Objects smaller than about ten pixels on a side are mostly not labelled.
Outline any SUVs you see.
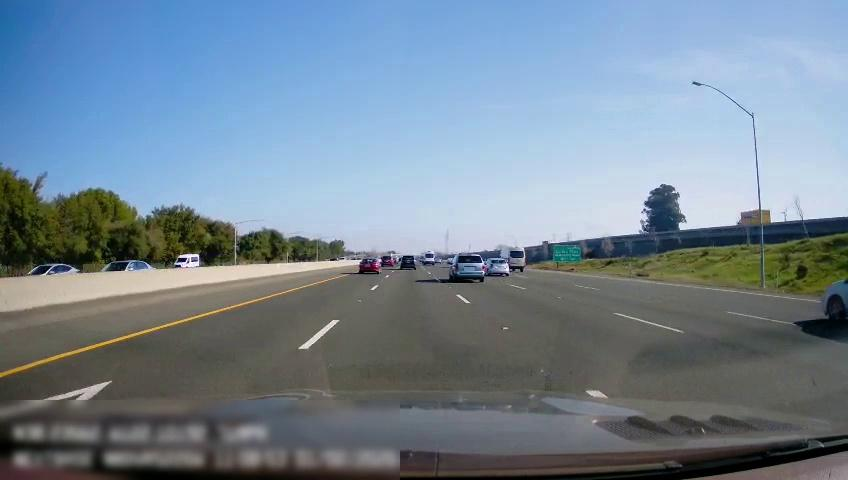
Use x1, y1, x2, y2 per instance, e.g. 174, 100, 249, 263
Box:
400, 255, 417, 271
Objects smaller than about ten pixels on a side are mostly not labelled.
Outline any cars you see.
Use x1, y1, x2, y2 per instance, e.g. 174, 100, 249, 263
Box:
484, 257, 510, 277
358, 258, 383, 275
99, 258, 157, 273
22, 263, 81, 277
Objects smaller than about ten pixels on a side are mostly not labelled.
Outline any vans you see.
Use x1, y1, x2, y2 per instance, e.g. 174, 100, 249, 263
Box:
423, 251, 436, 266
380, 256, 396, 268
447, 253, 486, 283
173, 253, 201, 269
823, 277, 848, 324
499, 246, 526, 273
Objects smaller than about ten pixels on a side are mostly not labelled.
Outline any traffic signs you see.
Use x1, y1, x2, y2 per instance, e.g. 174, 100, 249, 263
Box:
551, 245, 582, 265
